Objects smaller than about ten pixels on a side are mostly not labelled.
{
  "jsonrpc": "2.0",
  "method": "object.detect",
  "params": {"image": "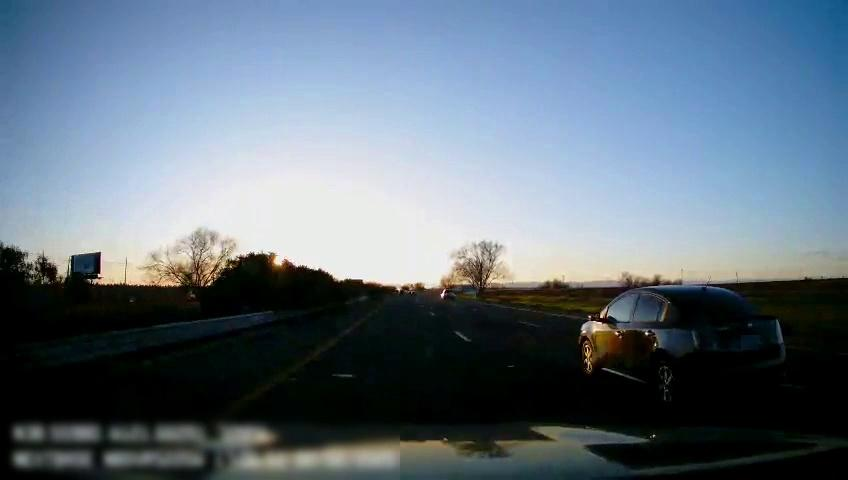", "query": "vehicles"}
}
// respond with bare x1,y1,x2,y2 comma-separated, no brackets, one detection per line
439,289,456,301
573,286,787,413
